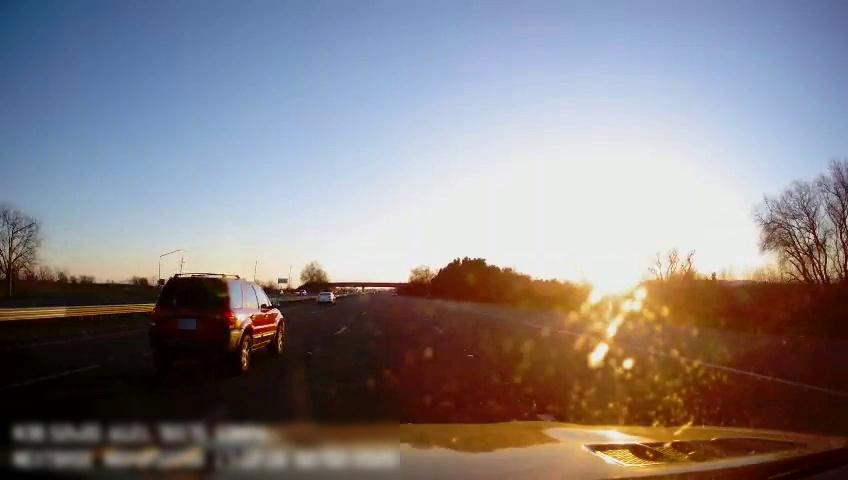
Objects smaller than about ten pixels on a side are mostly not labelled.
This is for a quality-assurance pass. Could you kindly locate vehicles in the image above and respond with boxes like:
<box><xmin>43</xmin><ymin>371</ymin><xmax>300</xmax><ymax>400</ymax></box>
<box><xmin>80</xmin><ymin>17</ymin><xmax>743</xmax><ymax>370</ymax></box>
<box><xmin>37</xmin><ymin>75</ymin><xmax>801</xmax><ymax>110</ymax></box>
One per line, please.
<box><xmin>148</xmin><ymin>272</ymin><xmax>285</xmax><ymax>374</ymax></box>
<box><xmin>317</xmin><ymin>291</ymin><xmax>336</xmax><ymax>305</ymax></box>
<box><xmin>297</xmin><ymin>290</ymin><xmax>307</xmax><ymax>297</ymax></box>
